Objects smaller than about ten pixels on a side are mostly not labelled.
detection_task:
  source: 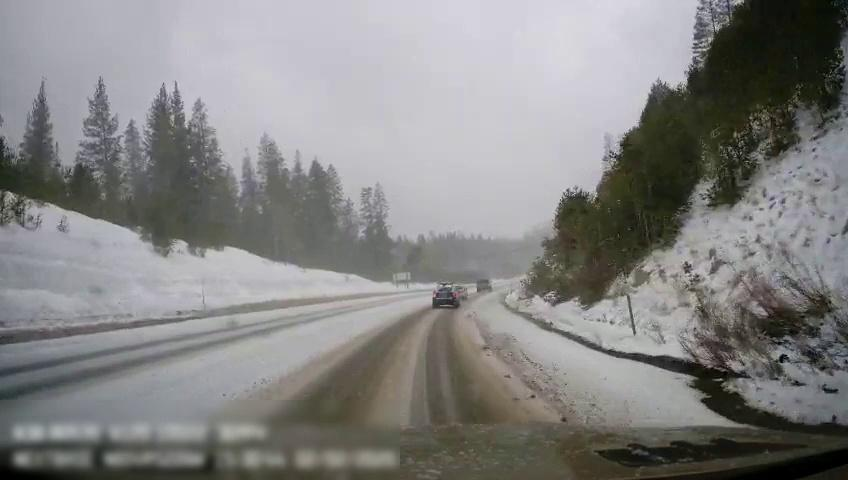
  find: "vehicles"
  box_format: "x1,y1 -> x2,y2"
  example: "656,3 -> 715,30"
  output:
452,287 -> 468,300
476,278 -> 492,292
432,282 -> 460,308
